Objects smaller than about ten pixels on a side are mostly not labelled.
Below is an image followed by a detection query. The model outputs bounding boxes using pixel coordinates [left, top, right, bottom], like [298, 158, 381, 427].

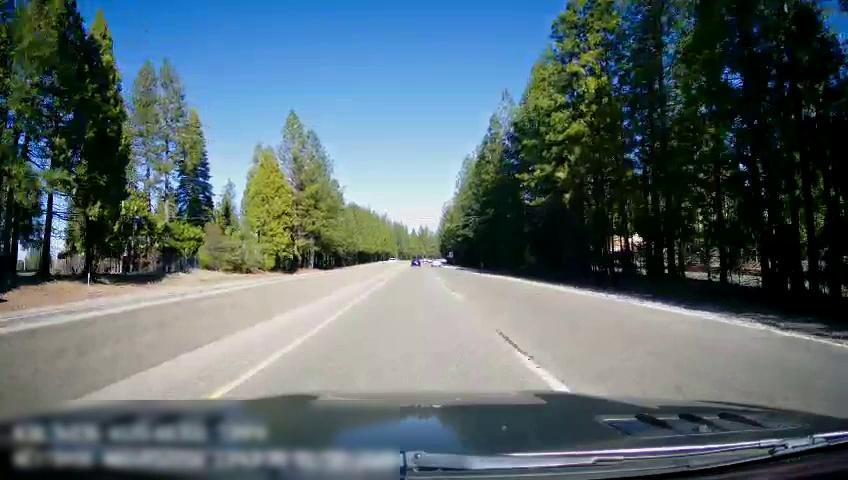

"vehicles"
[410, 258, 422, 268]
[430, 259, 442, 268]
[388, 257, 398, 262]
